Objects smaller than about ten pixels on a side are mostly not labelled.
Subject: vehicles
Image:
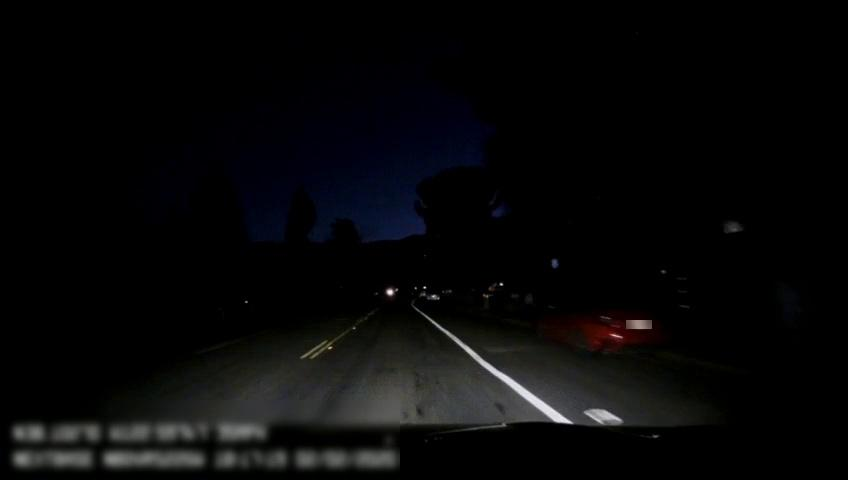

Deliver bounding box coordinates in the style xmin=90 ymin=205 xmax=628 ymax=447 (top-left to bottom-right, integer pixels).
xmin=426 ymin=289 xmax=441 ymax=303
xmin=538 ymin=292 xmax=665 ymax=360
